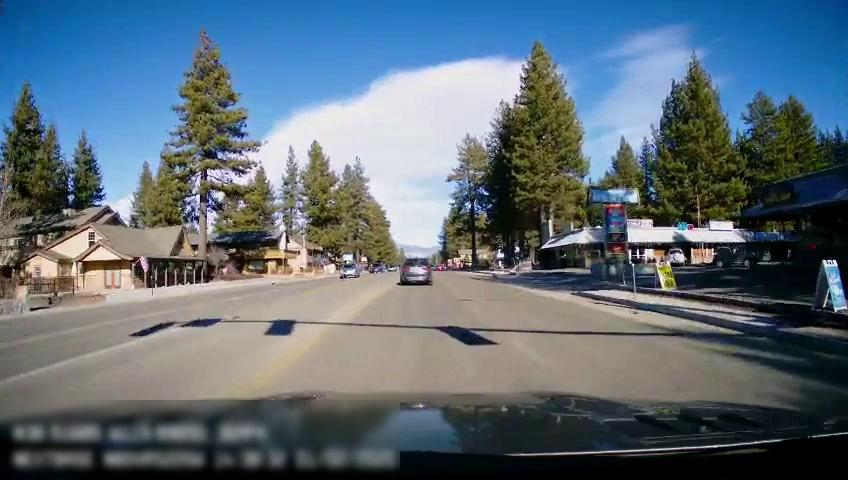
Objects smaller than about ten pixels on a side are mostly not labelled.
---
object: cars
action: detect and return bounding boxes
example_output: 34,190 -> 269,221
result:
370,263 -> 385,273
338,263 -> 360,279
666,249 -> 685,267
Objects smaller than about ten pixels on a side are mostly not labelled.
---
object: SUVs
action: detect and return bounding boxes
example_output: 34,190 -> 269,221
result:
400,258 -> 432,285
711,243 -> 760,269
